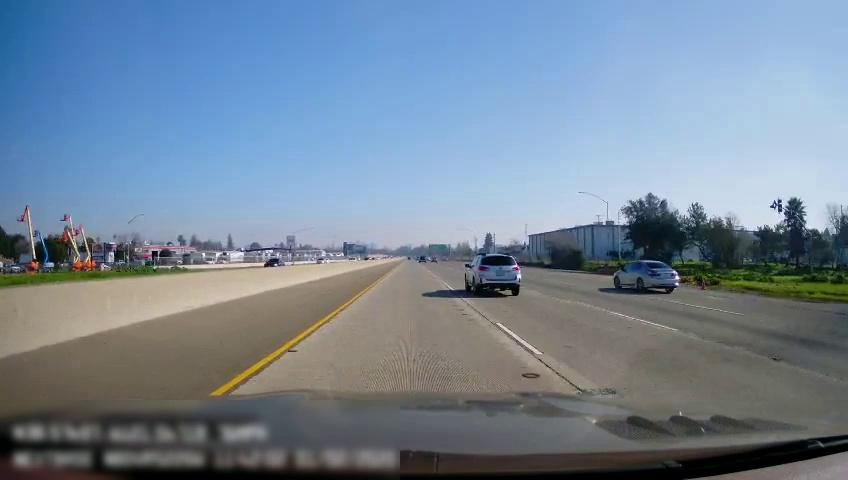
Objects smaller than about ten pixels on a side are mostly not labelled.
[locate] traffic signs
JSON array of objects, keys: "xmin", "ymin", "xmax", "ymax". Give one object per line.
[{"xmin": 429, "ymin": 244, "xmax": 447, "ymax": 252}]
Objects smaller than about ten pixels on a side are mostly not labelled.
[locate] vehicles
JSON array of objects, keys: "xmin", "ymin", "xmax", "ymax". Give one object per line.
[
  {"xmin": 316, "ymin": 257, "xmax": 329, "ymax": 264},
  {"xmin": 612, "ymin": 259, "xmax": 680, "ymax": 295},
  {"xmin": 263, "ymin": 258, "xmax": 286, "ymax": 268},
  {"xmin": 464, "ymin": 252, "xmax": 523, "ymax": 297}
]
